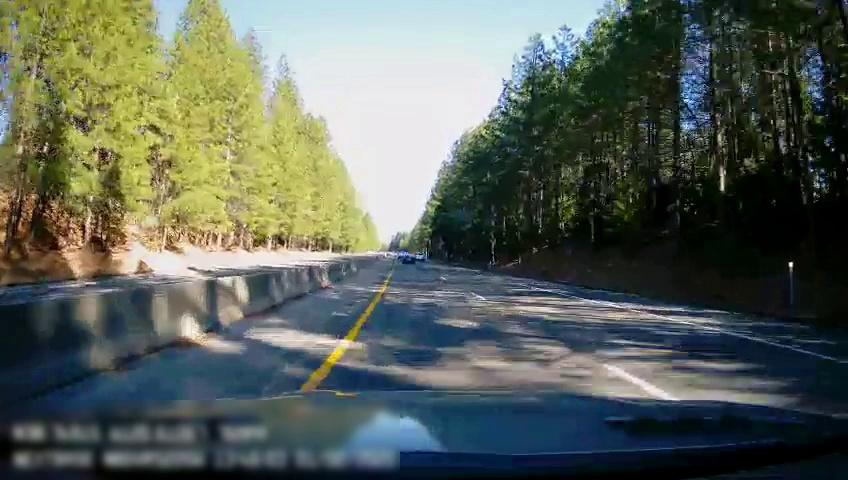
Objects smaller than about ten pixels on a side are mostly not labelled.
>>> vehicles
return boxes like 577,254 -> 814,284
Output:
401,253 -> 416,265
414,252 -> 426,261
